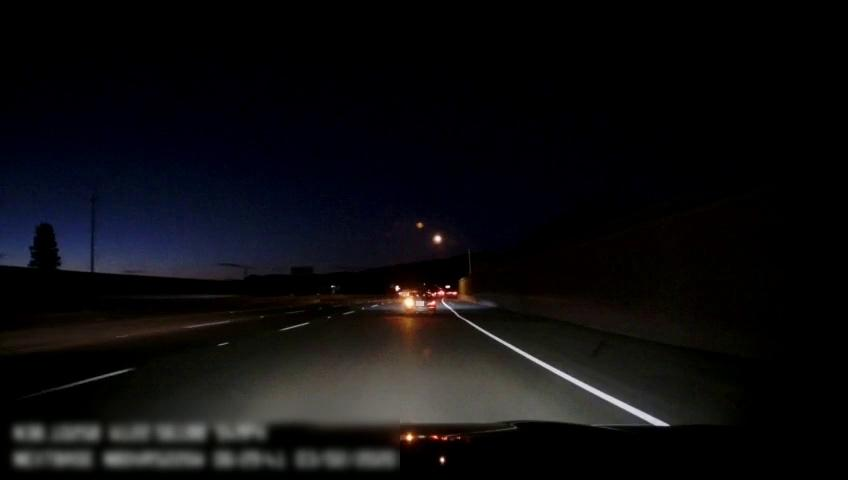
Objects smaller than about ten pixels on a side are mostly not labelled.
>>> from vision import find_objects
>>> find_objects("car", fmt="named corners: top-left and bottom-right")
top-left (405, 290), bottom-right (438, 315)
